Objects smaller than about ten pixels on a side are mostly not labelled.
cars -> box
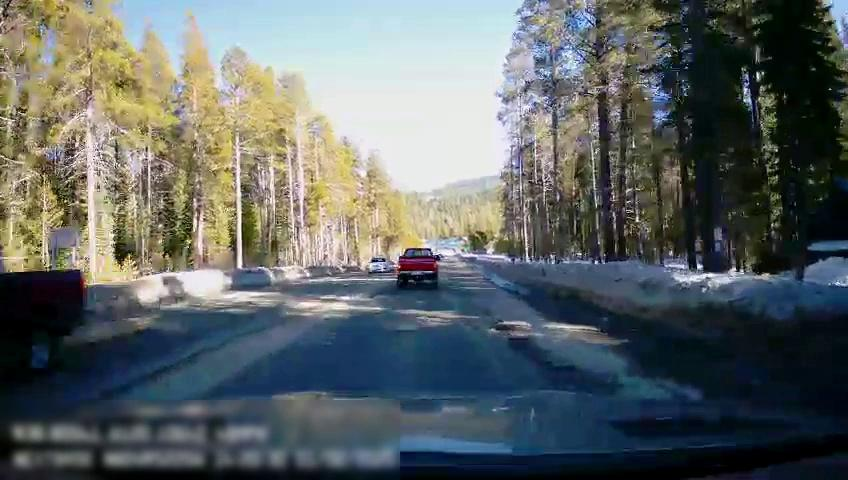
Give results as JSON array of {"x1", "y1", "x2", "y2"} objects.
[{"x1": 367, "y1": 255, "x2": 395, "y2": 274}]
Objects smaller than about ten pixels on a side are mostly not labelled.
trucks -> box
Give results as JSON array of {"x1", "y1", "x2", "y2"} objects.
[
  {"x1": 0, "y1": 267, "x2": 85, "y2": 381},
  {"x1": 396, "y1": 246, "x2": 441, "y2": 288}
]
